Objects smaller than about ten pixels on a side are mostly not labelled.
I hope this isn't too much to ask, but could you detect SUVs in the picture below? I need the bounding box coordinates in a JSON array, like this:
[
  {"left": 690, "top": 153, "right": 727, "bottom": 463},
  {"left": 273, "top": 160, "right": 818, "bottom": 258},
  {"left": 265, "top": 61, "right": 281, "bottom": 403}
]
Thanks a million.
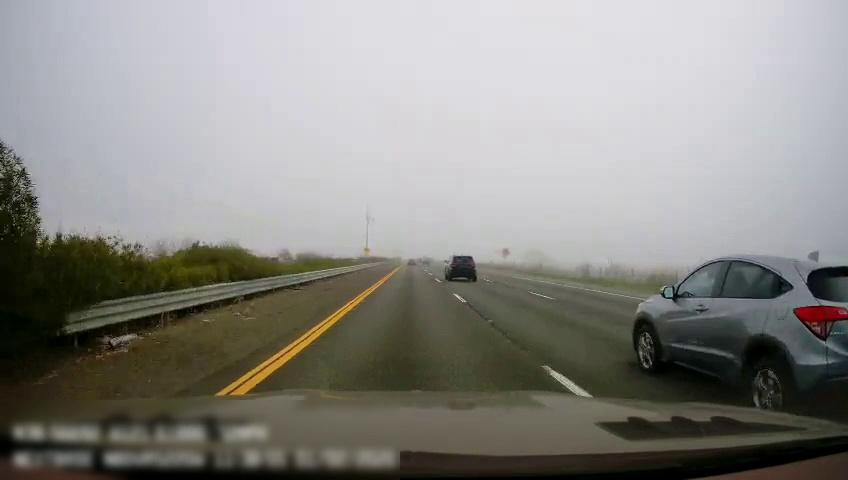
[
  {"left": 443, "top": 255, "right": 478, "bottom": 282},
  {"left": 630, "top": 249, "right": 848, "bottom": 414}
]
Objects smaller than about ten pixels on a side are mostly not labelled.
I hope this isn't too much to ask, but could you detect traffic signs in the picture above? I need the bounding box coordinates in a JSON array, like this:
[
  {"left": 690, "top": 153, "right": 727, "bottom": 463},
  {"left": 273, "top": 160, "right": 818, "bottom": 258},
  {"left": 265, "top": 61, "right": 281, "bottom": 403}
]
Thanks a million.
[{"left": 499, "top": 247, "right": 512, "bottom": 258}]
